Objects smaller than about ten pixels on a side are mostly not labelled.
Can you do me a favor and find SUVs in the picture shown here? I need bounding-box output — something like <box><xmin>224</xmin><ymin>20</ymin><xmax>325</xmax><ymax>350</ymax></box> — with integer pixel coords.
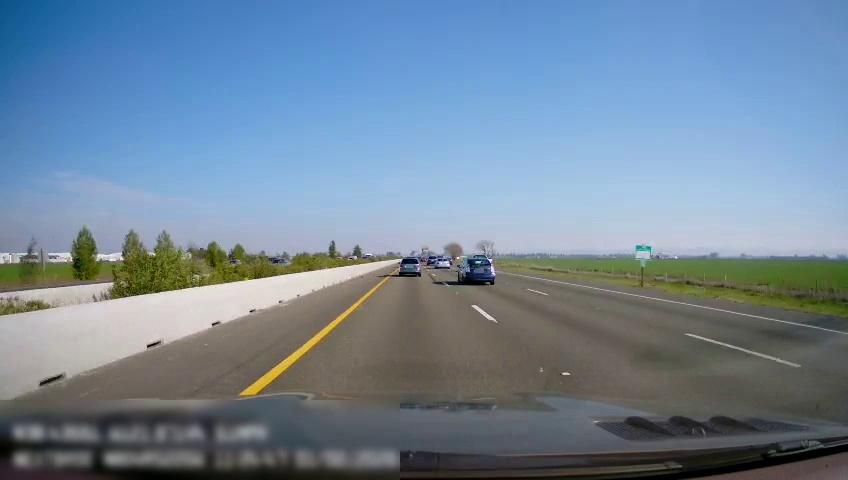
<box><xmin>425</xmin><ymin>255</ymin><xmax>439</xmax><ymax>266</ymax></box>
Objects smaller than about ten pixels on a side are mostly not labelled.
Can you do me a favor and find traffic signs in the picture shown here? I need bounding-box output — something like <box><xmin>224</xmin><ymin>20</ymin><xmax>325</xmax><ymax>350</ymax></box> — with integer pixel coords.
<box><xmin>635</xmin><ymin>244</ymin><xmax>652</xmax><ymax>261</ymax></box>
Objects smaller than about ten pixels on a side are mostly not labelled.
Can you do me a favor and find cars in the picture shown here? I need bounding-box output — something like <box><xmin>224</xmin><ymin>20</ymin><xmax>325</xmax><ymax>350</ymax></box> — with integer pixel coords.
<box><xmin>456</xmin><ymin>257</ymin><xmax>497</xmax><ymax>286</ymax></box>
<box><xmin>433</xmin><ymin>256</ymin><xmax>451</xmax><ymax>269</ymax></box>
<box><xmin>399</xmin><ymin>256</ymin><xmax>422</xmax><ymax>276</ymax></box>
